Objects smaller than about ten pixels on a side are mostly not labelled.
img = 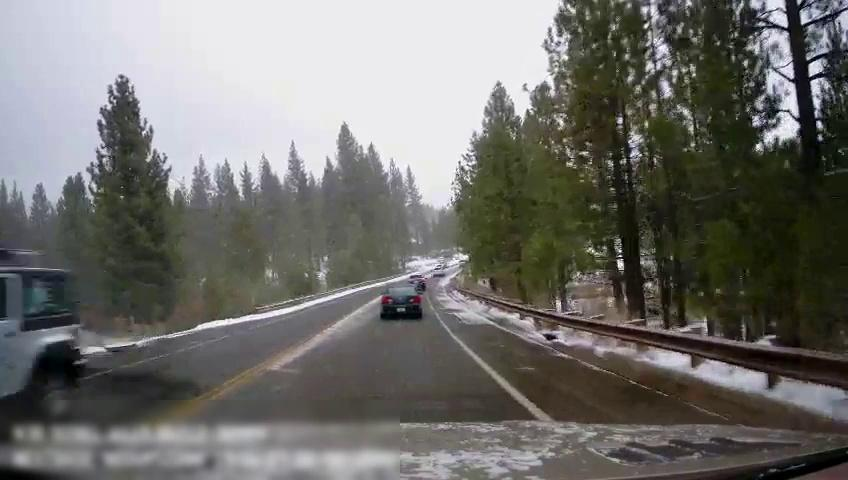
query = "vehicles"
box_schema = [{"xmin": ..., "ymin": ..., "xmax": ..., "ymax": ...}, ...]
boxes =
[
  {"xmin": 432, "ymin": 266, "xmax": 446, "ymax": 278},
  {"xmin": 407, "ymin": 274, "xmax": 426, "ymax": 292},
  {"xmin": 0, "ymin": 247, "xmax": 90, "ymax": 419},
  {"xmin": 380, "ymin": 287, "xmax": 423, "ymax": 321}
]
